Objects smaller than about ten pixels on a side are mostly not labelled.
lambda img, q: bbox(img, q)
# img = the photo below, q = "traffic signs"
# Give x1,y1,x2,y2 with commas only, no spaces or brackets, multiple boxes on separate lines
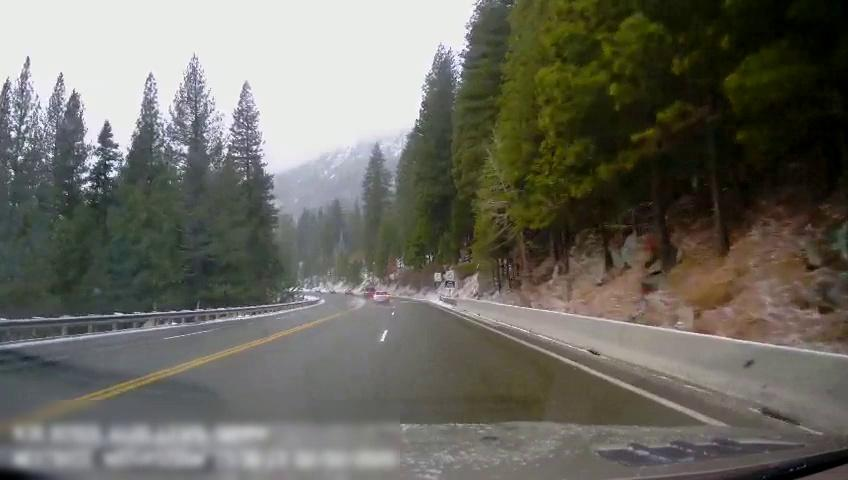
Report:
445,270,455,281
444,280,456,289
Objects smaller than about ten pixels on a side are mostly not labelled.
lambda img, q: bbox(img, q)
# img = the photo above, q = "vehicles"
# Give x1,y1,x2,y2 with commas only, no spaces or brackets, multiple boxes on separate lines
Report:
363,287,377,298
372,290,390,304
